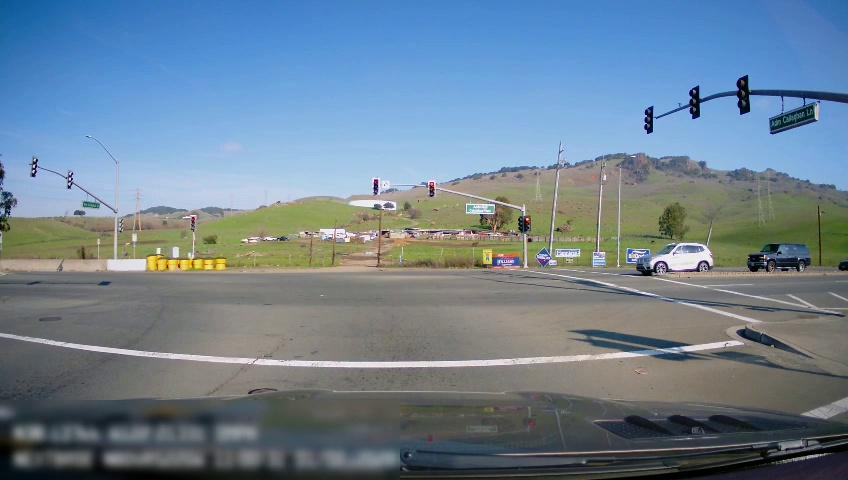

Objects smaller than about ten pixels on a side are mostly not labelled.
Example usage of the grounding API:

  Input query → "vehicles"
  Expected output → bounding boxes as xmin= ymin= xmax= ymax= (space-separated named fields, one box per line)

xmin=838 ymin=261 xmax=848 ymax=272
xmin=746 ymin=243 xmax=812 ymax=273
xmin=636 ymin=242 xmax=714 ymax=276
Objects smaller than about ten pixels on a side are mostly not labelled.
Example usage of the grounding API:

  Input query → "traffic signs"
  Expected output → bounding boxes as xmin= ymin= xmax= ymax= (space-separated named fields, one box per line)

xmin=464 ymin=201 xmax=497 ymax=216
xmin=768 ymin=100 xmax=821 ymax=135
xmin=81 ymin=199 xmax=101 ymax=209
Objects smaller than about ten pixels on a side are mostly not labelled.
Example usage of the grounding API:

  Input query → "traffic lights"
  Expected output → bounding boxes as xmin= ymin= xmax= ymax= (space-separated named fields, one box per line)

xmin=371 ymin=176 xmax=382 ymax=196
xmin=30 ymin=156 xmax=40 ymax=178
xmin=66 ymin=168 xmax=75 ymax=190
xmin=643 ymin=104 xmax=655 ymax=135
xmin=735 ymin=74 xmax=751 ymax=115
xmin=687 ymin=84 xmax=702 ymax=120
xmin=523 ymin=214 xmax=533 ymax=232
xmin=189 ymin=214 xmax=198 ymax=232
xmin=426 ymin=178 xmax=437 ymax=197
xmin=517 ymin=215 xmax=525 ymax=232
xmin=117 ymin=215 xmax=125 ymax=233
